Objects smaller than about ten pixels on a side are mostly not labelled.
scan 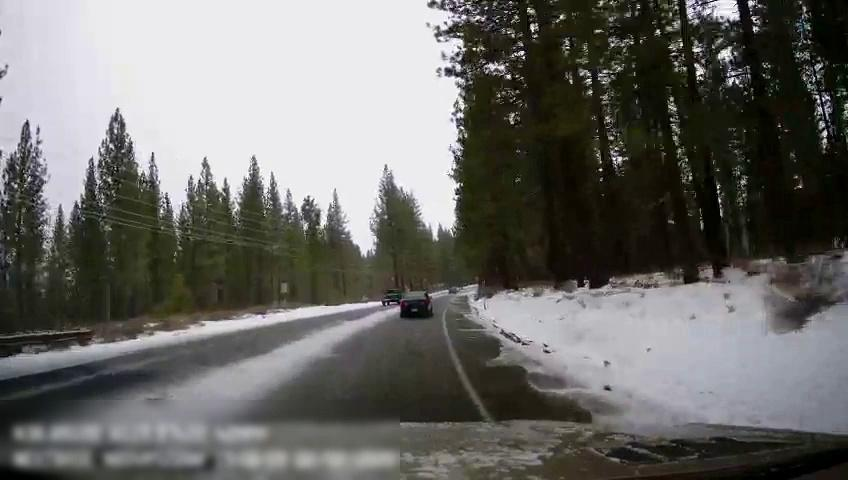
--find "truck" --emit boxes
[381,287,407,307]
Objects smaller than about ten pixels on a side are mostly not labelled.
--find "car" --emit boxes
[399,290,433,318]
